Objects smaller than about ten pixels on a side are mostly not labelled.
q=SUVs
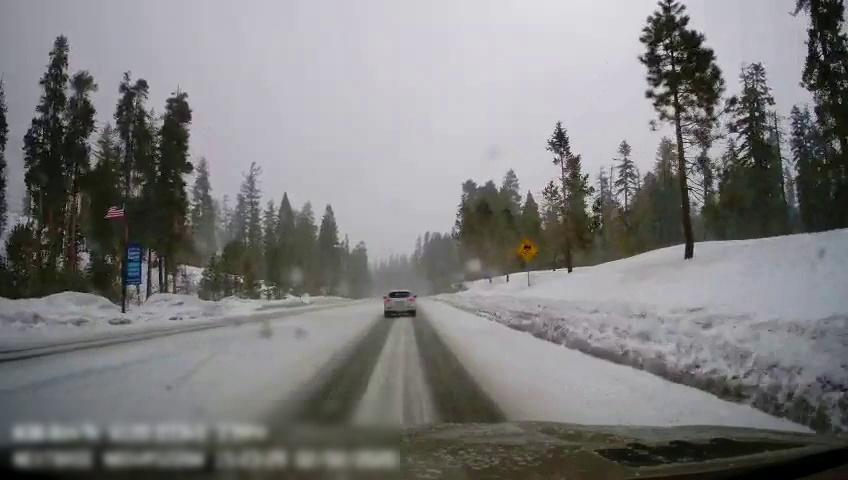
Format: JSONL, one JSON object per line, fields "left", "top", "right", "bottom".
{"left": 383, "top": 290, "right": 417, "bottom": 317}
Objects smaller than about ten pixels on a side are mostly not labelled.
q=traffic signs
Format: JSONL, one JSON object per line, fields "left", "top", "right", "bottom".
{"left": 513, "top": 238, "right": 542, "bottom": 266}
{"left": 125, "top": 242, "right": 142, "bottom": 284}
